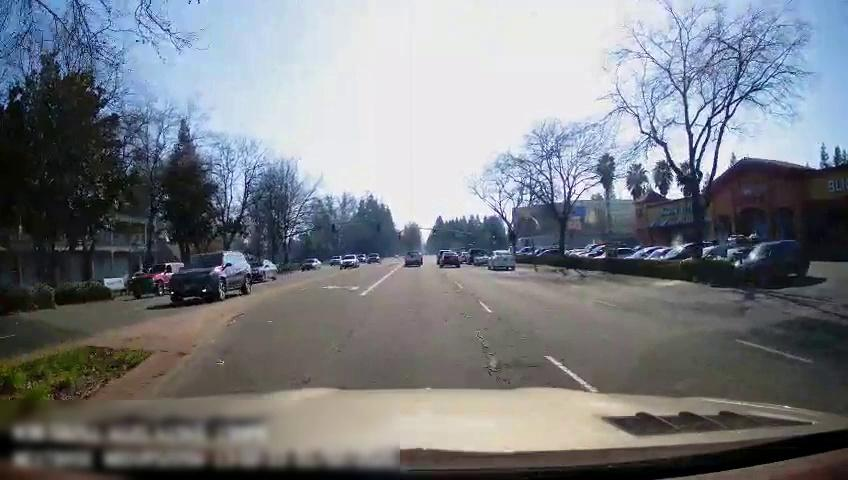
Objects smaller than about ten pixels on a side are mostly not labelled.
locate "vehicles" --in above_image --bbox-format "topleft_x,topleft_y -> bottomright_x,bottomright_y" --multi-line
717,246 -> 756,263
340,254 -> 359,269
684,245 -> 736,263
248,260 -> 277,283
579,244 -> 627,258
656,242 -> 719,261
474,256 -> 489,266
404,252 -> 423,266
367,253 -> 382,264
467,248 -> 486,265
621,246 -> 665,260
129,262 -> 187,296
170,251 -> 252,305
642,247 -> 678,260
301,258 -> 321,272
330,255 -> 343,266
459,251 -> 469,264
573,244 -> 607,258
734,240 -> 809,279
437,249 -> 453,264
594,247 -> 637,259
488,250 -> 515,270
440,252 -> 460,267
356,254 -> 366,263
535,249 -> 564,257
